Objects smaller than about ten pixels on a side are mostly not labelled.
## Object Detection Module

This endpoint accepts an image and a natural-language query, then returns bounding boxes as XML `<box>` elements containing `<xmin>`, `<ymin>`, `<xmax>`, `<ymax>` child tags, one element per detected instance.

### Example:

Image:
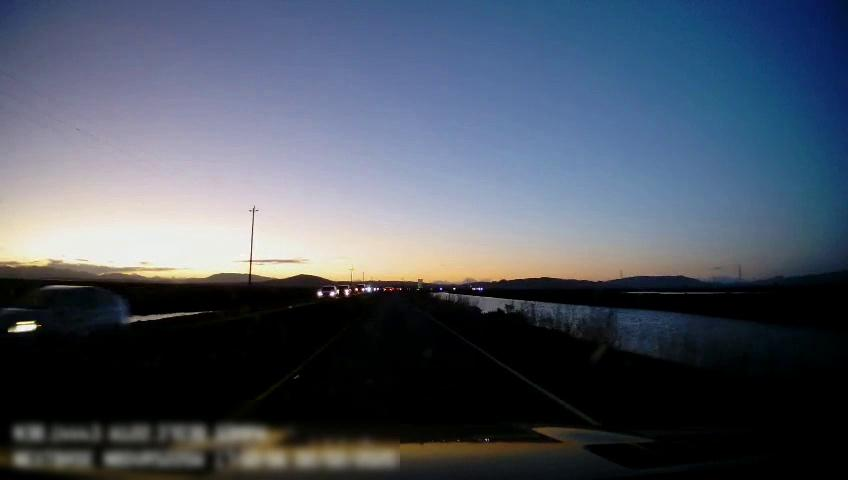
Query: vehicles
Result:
<box><xmin>317</xmin><ymin>286</ymin><xmax>340</xmax><ymax>301</ymax></box>
<box><xmin>353</xmin><ymin>283</ymin><xmax>368</xmax><ymax>295</ymax></box>
<box><xmin>337</xmin><ymin>285</ymin><xmax>352</xmax><ymax>298</ymax></box>
<box><xmin>0</xmin><ymin>286</ymin><xmax>131</xmax><ymax>358</ymax></box>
